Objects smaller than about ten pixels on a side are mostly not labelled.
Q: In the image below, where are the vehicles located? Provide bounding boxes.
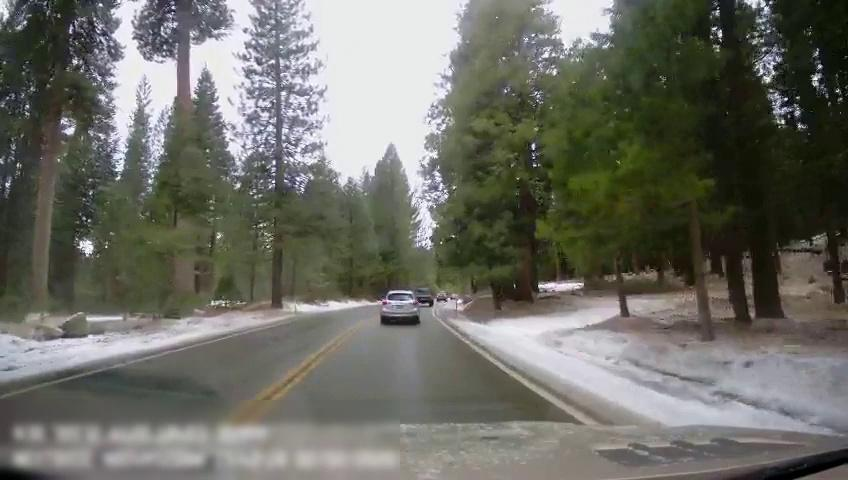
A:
[380,290,419,326]
[411,288,433,307]
[436,291,448,302]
